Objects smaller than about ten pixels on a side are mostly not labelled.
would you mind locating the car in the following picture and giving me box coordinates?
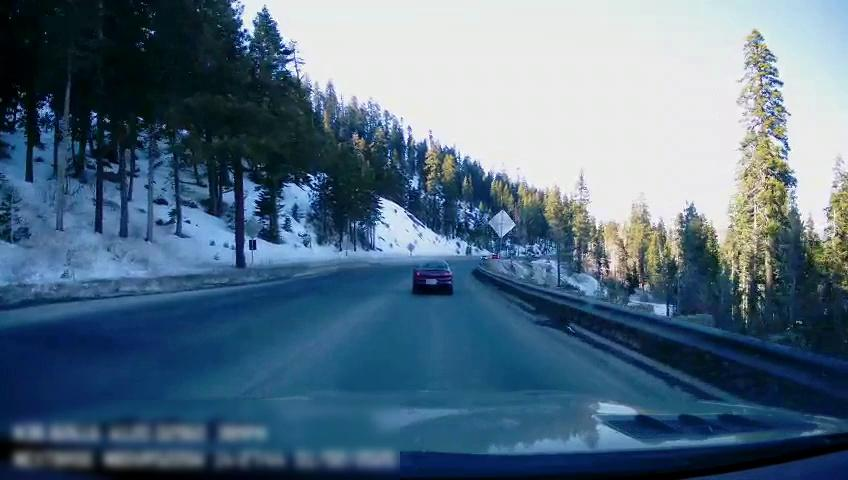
[413,261,455,295]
